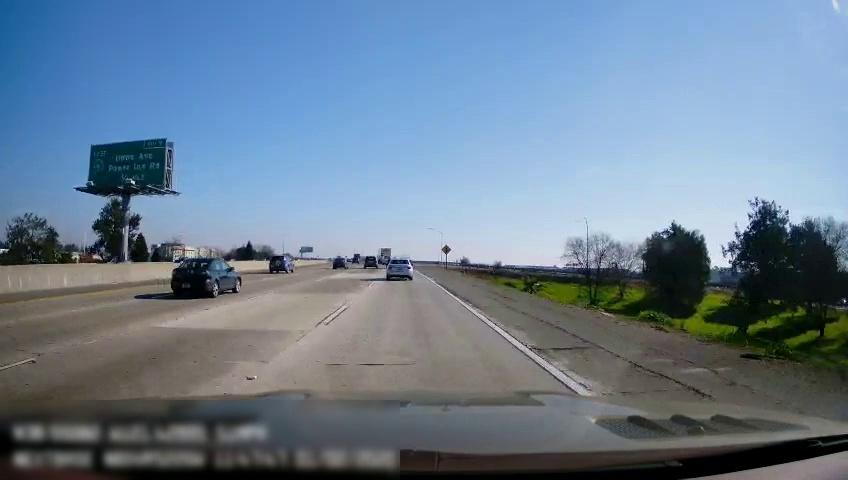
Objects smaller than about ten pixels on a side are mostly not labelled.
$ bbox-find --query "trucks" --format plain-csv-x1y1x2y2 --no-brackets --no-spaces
379,247,391,256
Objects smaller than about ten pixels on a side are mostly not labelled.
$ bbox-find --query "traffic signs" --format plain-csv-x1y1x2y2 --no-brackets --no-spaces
442,244,452,254
88,138,175,194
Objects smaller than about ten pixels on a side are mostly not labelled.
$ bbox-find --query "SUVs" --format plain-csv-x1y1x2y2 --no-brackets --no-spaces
385,258,415,281
267,254,297,274
363,255,380,269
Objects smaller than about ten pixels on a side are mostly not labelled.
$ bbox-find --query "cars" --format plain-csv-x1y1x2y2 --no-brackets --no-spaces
170,256,243,299
333,257,350,270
